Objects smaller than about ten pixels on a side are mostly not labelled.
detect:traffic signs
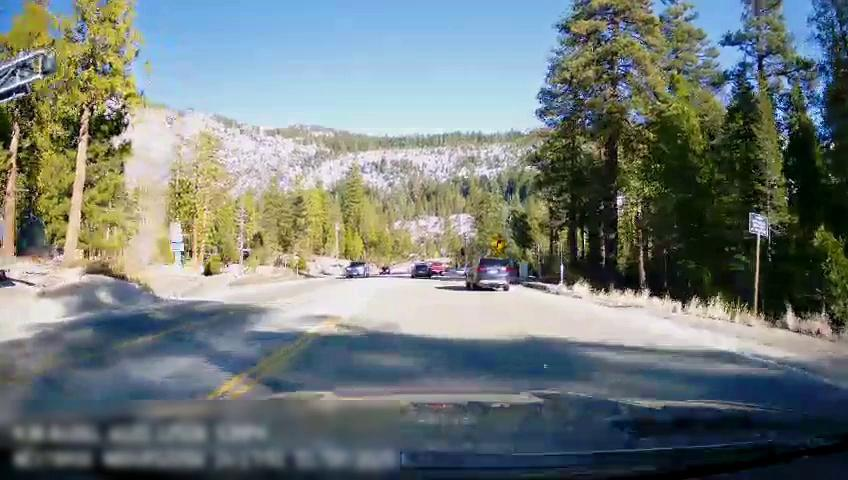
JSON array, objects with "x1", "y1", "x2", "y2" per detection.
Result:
[{"x1": 748, "y1": 211, "x2": 769, "y2": 239}]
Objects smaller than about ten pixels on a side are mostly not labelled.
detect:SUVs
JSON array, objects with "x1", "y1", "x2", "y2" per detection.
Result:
[
  {"x1": 464, "y1": 256, "x2": 512, "y2": 292},
  {"x1": 344, "y1": 261, "x2": 369, "y2": 279}
]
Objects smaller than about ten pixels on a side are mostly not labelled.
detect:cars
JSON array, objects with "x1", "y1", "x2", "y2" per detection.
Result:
[
  {"x1": 410, "y1": 263, "x2": 433, "y2": 279},
  {"x1": 379, "y1": 266, "x2": 390, "y2": 276},
  {"x1": 429, "y1": 261, "x2": 444, "y2": 277}
]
